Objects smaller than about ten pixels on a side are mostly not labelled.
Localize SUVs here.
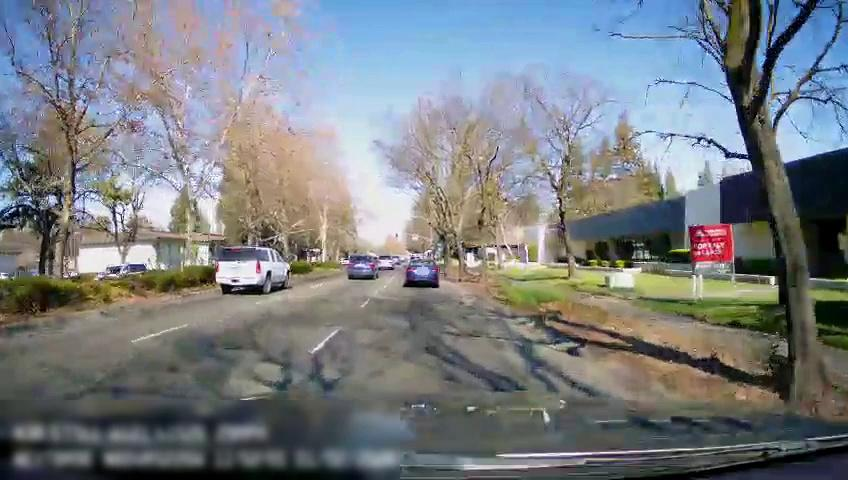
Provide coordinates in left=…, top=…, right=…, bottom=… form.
left=376, top=255, right=394, bottom=271
left=94, top=263, right=150, bottom=281
left=214, top=244, right=291, bottom=296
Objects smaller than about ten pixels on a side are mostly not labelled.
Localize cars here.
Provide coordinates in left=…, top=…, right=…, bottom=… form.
left=345, top=254, right=381, bottom=281
left=406, top=259, right=441, bottom=288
